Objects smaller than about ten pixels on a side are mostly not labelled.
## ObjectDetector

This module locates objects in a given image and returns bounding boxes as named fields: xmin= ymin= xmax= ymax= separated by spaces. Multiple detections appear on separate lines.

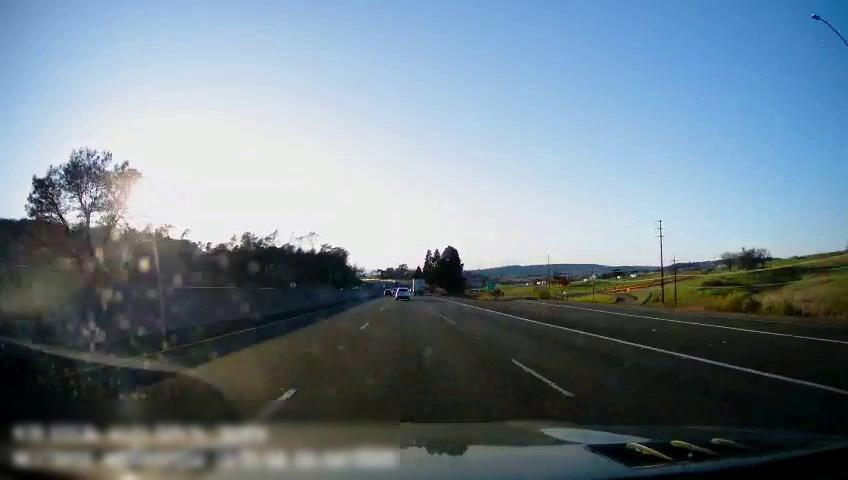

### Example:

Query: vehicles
xmin=412 ymin=279 xmax=426 ymax=296
xmin=395 ymin=287 xmax=411 ymax=301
